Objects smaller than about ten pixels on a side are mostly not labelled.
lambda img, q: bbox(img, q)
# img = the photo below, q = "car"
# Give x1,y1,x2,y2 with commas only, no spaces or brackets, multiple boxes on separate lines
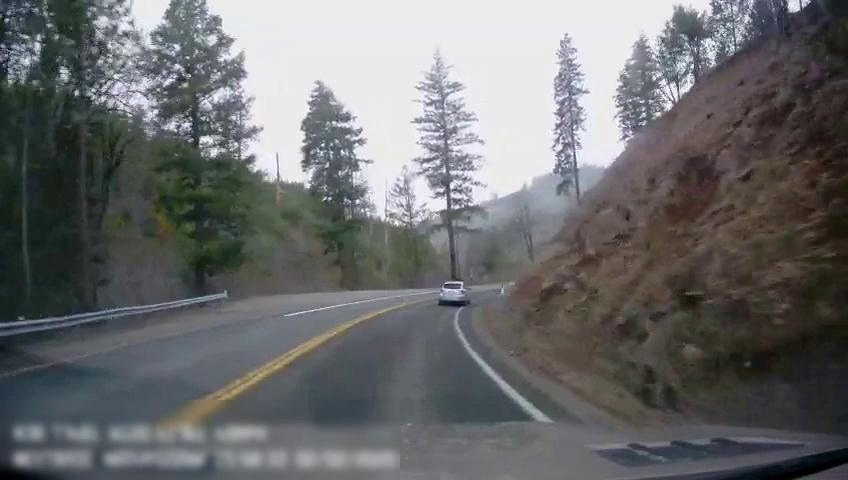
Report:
438,281,472,307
